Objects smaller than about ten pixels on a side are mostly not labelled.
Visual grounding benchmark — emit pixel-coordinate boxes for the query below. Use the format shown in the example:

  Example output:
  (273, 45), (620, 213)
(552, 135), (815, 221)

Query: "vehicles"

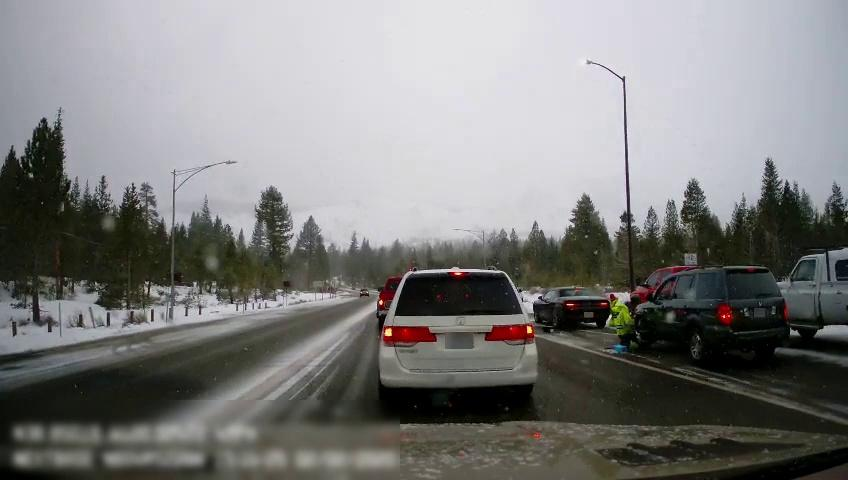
(777, 245), (848, 340)
(631, 264), (791, 365)
(532, 285), (611, 328)
(517, 288), (525, 302)
(628, 264), (699, 308)
(376, 276), (403, 326)
(377, 267), (541, 398)
(359, 288), (370, 297)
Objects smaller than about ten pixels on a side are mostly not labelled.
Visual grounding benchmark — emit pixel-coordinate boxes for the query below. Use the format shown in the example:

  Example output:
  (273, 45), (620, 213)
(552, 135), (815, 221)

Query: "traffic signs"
(683, 252), (698, 267)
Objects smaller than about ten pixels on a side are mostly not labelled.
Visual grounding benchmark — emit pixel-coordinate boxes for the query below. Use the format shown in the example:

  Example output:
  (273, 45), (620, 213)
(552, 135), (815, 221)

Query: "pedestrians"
(611, 300), (639, 350)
